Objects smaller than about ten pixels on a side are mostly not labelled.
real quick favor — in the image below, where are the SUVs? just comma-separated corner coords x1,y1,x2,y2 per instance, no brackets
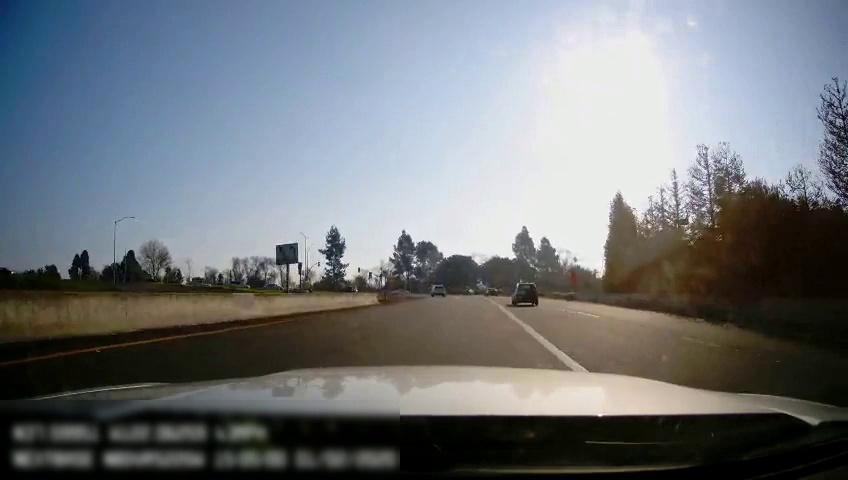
428,284,447,297
512,283,539,307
